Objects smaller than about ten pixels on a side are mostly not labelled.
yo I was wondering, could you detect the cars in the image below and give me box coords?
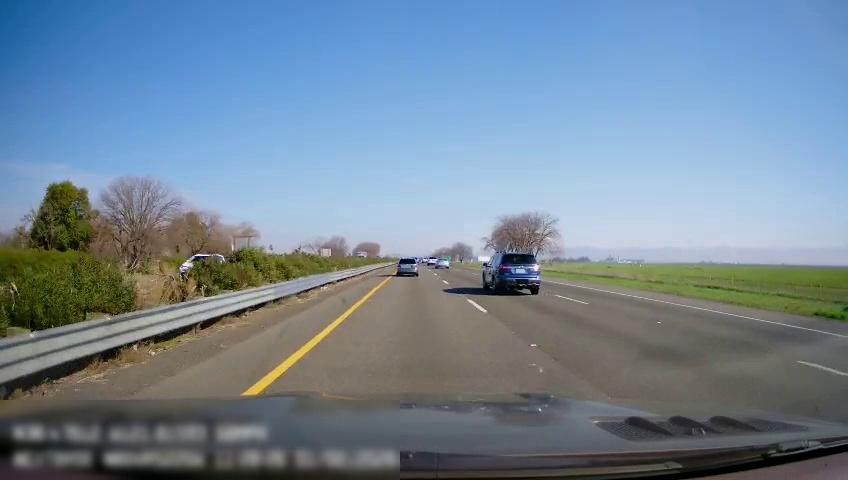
[426,257,436,266]
[433,256,450,269]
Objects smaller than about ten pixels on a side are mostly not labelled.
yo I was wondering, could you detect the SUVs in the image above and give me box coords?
[480,251,542,296]
[396,257,420,277]
[177,253,227,284]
